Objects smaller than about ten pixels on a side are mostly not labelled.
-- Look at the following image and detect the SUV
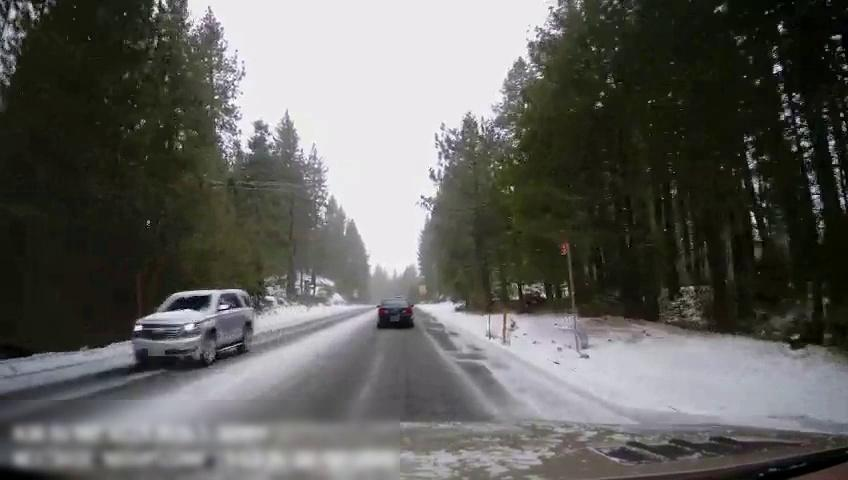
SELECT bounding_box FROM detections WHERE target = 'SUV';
[130,288,257,367]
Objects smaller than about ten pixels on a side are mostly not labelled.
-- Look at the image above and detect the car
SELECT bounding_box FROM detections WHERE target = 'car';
[376,296,415,329]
